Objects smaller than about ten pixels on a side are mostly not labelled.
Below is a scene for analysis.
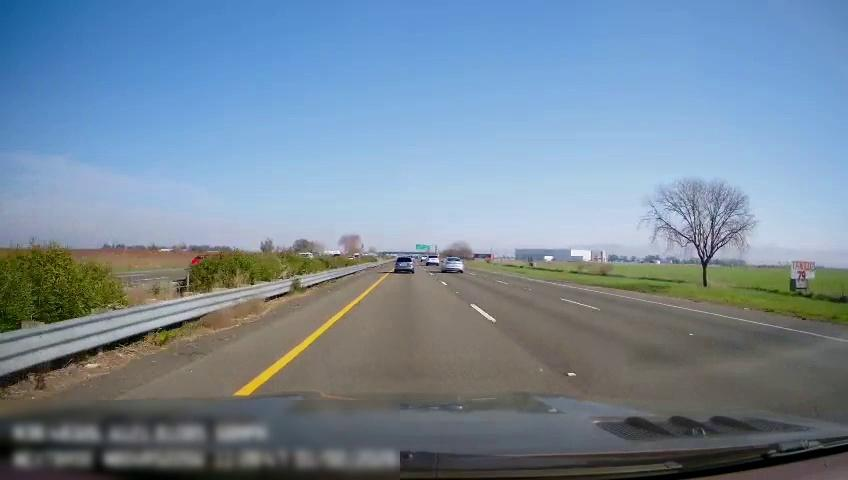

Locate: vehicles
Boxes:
[192,255,204,266]
[439,257,465,274]
[424,255,440,267]
[394,256,414,274]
